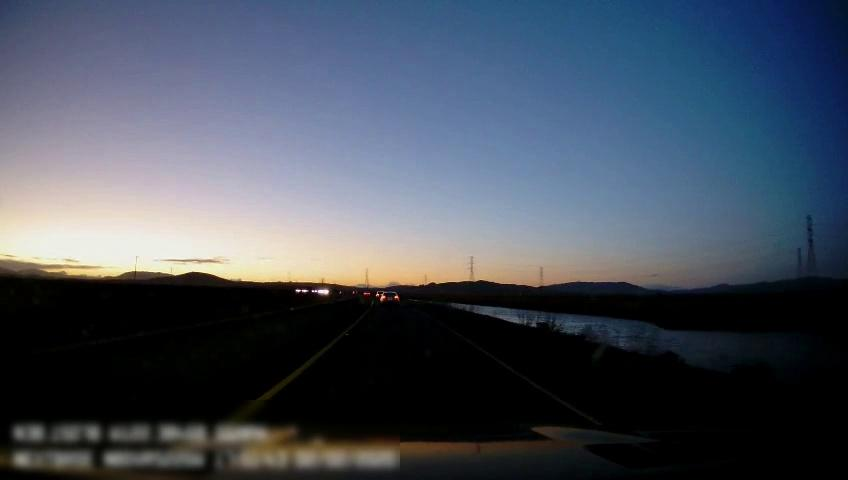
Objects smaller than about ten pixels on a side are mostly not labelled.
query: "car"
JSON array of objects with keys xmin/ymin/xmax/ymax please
[{"xmin": 381, "ymin": 291, "xmax": 400, "ymax": 304}]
